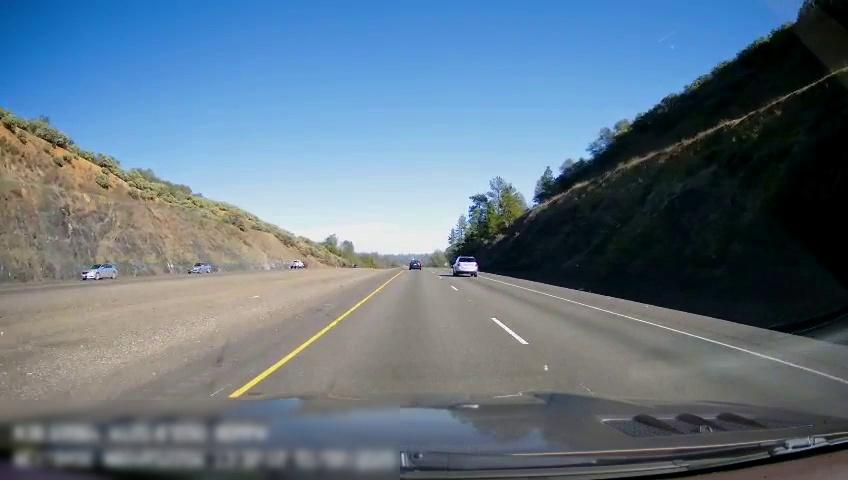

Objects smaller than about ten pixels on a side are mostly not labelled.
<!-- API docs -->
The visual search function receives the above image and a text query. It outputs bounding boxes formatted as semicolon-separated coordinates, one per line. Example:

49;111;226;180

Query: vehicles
80;263;120;281
453;256;477;276
187;262;212;274
289;259;305;269
409;260;421;270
